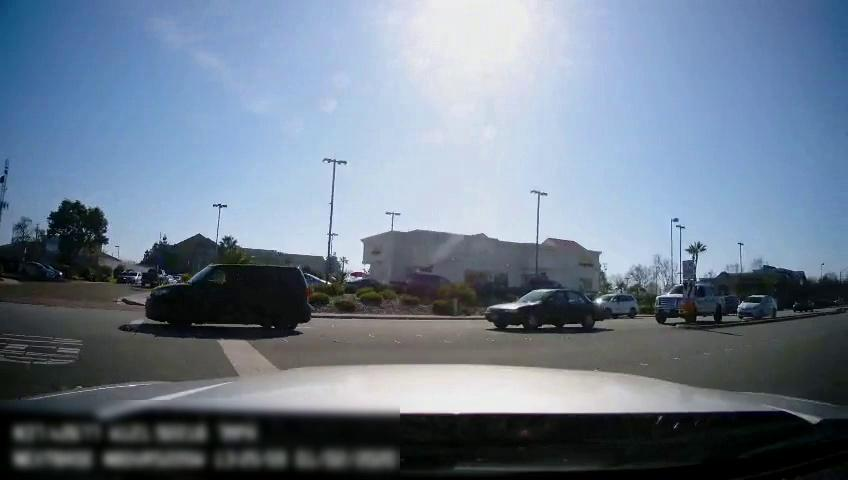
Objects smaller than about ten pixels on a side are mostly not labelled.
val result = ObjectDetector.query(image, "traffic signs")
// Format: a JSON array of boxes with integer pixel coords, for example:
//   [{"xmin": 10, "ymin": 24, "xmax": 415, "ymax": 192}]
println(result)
[{"xmin": 683, "ymin": 280, "xmax": 695, "ymax": 298}]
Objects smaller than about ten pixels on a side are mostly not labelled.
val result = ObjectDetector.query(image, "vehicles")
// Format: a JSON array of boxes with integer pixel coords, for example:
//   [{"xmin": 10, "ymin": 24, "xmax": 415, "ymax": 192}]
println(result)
[
  {"xmin": 141, "ymin": 269, "xmax": 169, "ymax": 288},
  {"xmin": 484, "ymin": 289, "xmax": 607, "ymax": 332},
  {"xmin": 127, "ymin": 272, "xmax": 142, "ymax": 284},
  {"xmin": 655, "ymin": 284, "xmax": 728, "ymax": 326},
  {"xmin": 591, "ymin": 293, "xmax": 640, "ymax": 319},
  {"xmin": 737, "ymin": 295, "xmax": 777, "ymax": 320},
  {"xmin": 118, "ymin": 272, "xmax": 131, "ymax": 284},
  {"xmin": 145, "ymin": 264, "xmax": 312, "ymax": 337},
  {"xmin": 793, "ymin": 298, "xmax": 816, "ymax": 312}
]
